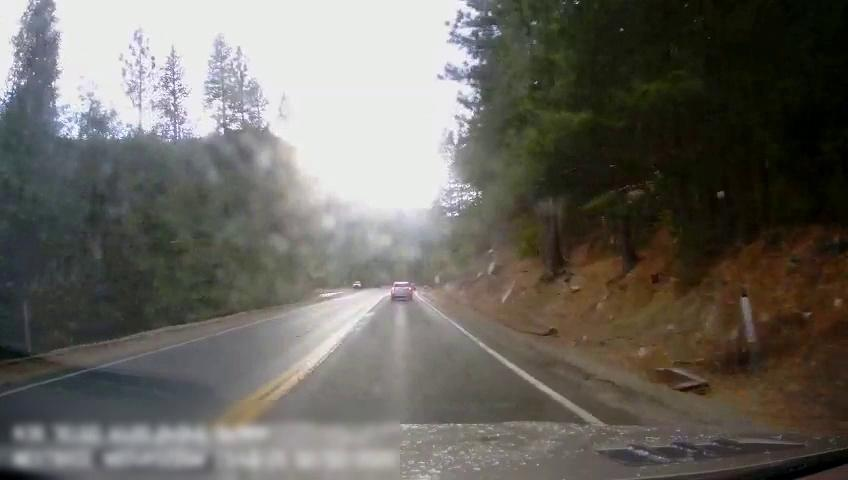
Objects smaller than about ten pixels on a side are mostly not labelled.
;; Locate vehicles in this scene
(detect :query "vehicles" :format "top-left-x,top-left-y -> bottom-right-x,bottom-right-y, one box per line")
390,281 -> 413,300
352,280 -> 362,289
